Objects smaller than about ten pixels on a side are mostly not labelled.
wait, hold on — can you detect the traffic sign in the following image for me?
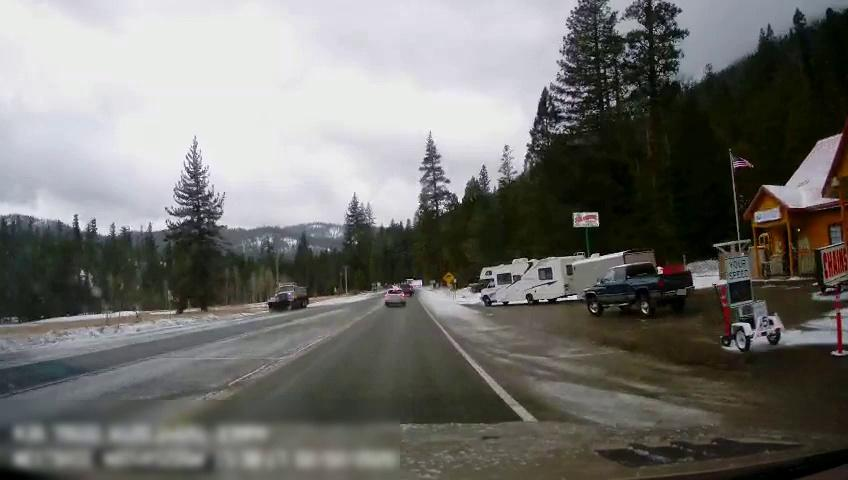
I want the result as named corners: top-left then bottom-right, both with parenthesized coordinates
top-left (443, 272), bottom-right (455, 284)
